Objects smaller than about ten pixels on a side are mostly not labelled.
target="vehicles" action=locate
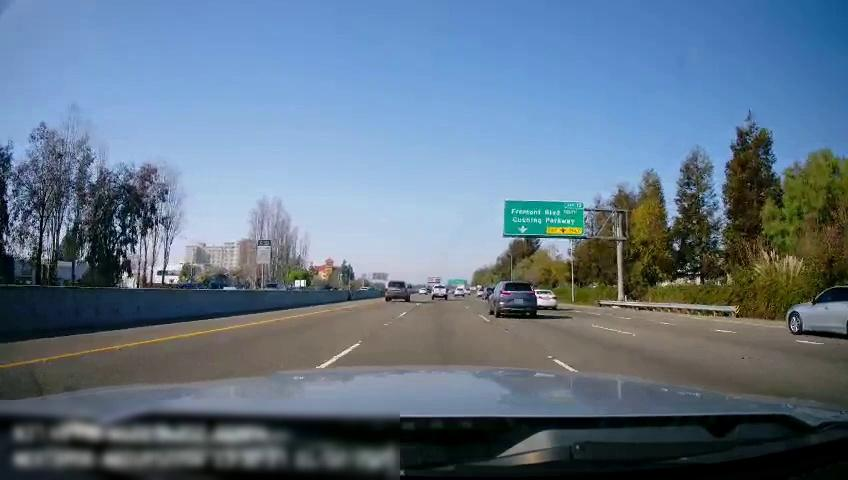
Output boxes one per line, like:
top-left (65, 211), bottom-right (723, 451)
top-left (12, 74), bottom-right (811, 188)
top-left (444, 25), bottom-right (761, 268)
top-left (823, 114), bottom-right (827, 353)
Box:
top-left (486, 281), bottom-right (538, 318)
top-left (785, 284), bottom-right (848, 338)
top-left (454, 287), bottom-right (466, 297)
top-left (265, 282), bottom-right (287, 289)
top-left (534, 289), bottom-right (558, 310)
top-left (384, 280), bottom-right (412, 302)
top-left (482, 287), bottom-right (495, 300)
top-left (431, 284), bottom-right (448, 300)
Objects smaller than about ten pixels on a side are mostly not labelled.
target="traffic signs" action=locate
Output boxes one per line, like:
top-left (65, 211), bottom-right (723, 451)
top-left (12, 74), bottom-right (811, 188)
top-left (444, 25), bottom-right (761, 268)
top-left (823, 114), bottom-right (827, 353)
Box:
top-left (503, 200), bottom-right (585, 237)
